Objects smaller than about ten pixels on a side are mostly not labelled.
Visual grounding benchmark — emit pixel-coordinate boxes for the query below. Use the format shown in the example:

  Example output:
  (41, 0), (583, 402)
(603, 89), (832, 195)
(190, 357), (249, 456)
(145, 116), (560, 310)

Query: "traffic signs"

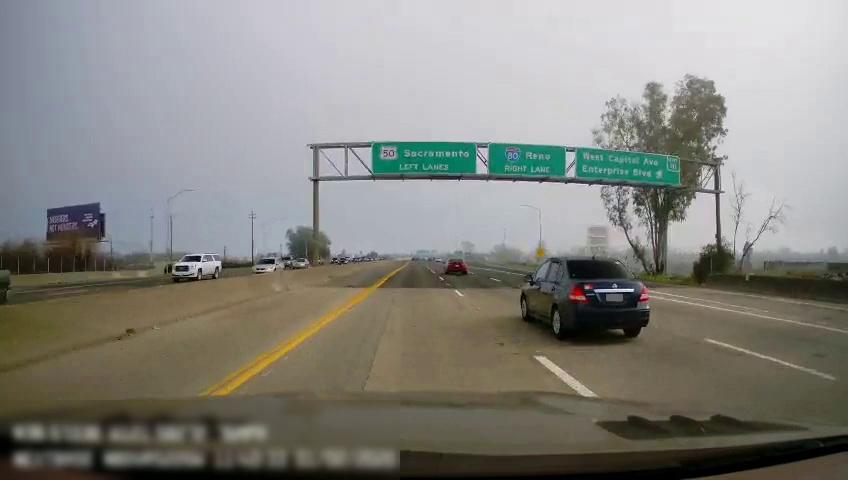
(535, 247), (544, 258)
(416, 249), (430, 255)
(370, 141), (479, 178)
(575, 146), (682, 187)
(487, 142), (568, 178)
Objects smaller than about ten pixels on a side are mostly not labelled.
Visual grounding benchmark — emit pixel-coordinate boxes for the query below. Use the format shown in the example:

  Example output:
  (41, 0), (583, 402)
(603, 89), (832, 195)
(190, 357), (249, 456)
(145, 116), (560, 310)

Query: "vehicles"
(171, 253), (222, 283)
(0, 269), (12, 304)
(520, 254), (651, 340)
(278, 256), (297, 269)
(253, 257), (284, 275)
(444, 259), (468, 274)
(292, 257), (310, 271)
